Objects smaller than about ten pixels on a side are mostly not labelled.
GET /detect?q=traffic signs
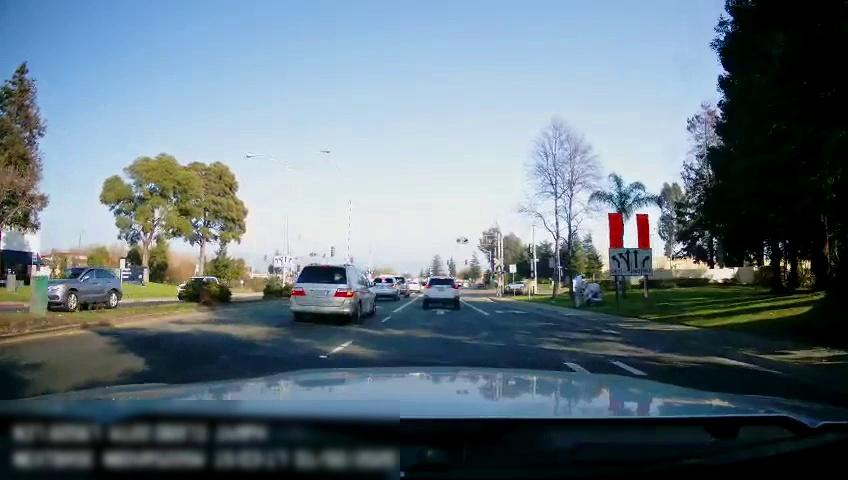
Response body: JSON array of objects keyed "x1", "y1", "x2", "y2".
[
  {"x1": 608, "y1": 247, "x2": 654, "y2": 277},
  {"x1": 272, "y1": 254, "x2": 295, "y2": 268}
]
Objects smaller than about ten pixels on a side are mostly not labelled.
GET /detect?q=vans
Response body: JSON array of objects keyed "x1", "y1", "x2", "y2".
[{"x1": 288, "y1": 262, "x2": 378, "y2": 322}]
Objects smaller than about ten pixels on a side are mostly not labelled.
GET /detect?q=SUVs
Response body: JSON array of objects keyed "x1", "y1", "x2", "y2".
[
  {"x1": 393, "y1": 276, "x2": 410, "y2": 298},
  {"x1": 371, "y1": 277, "x2": 401, "y2": 301},
  {"x1": 505, "y1": 280, "x2": 530, "y2": 289},
  {"x1": 47, "y1": 266, "x2": 124, "y2": 313},
  {"x1": 407, "y1": 281, "x2": 421, "y2": 294},
  {"x1": 421, "y1": 275, "x2": 460, "y2": 309},
  {"x1": 176, "y1": 276, "x2": 220, "y2": 300}
]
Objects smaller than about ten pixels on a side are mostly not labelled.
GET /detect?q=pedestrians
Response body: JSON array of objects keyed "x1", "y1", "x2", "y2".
[{"x1": 574, "y1": 272, "x2": 586, "y2": 308}]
